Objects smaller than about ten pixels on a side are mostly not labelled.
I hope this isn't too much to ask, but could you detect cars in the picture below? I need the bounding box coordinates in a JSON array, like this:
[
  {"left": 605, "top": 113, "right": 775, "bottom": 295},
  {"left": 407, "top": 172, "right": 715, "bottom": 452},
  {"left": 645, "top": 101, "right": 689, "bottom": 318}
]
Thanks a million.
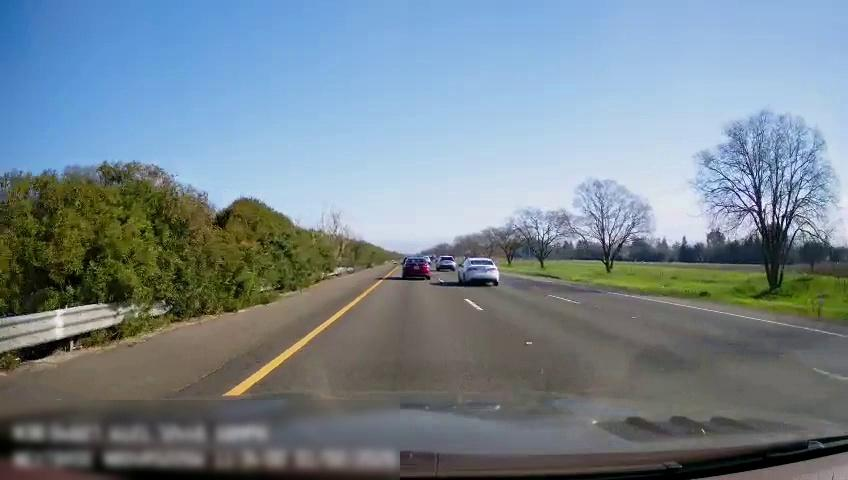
[
  {"left": 457, "top": 256, "right": 501, "bottom": 289},
  {"left": 435, "top": 254, "right": 457, "bottom": 272},
  {"left": 400, "top": 255, "right": 432, "bottom": 280}
]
